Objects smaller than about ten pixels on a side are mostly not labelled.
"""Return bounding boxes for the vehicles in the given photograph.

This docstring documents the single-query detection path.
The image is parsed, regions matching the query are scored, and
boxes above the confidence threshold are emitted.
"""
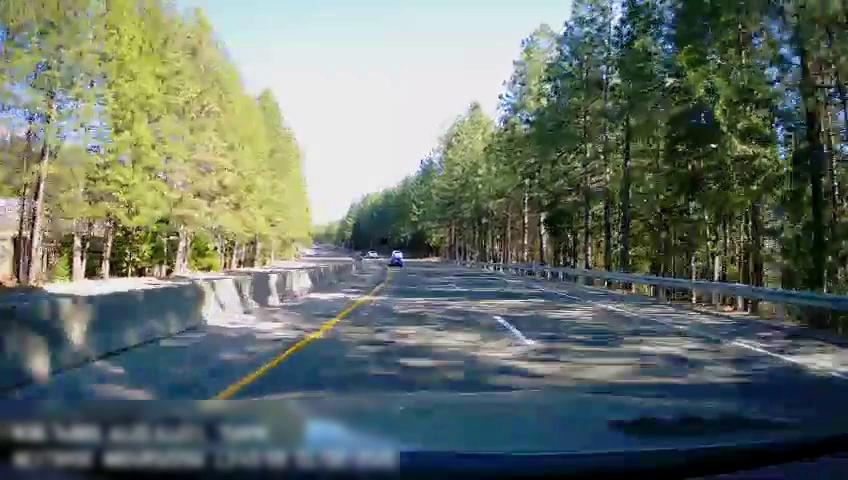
[388,255,403,267]
[391,250,403,260]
